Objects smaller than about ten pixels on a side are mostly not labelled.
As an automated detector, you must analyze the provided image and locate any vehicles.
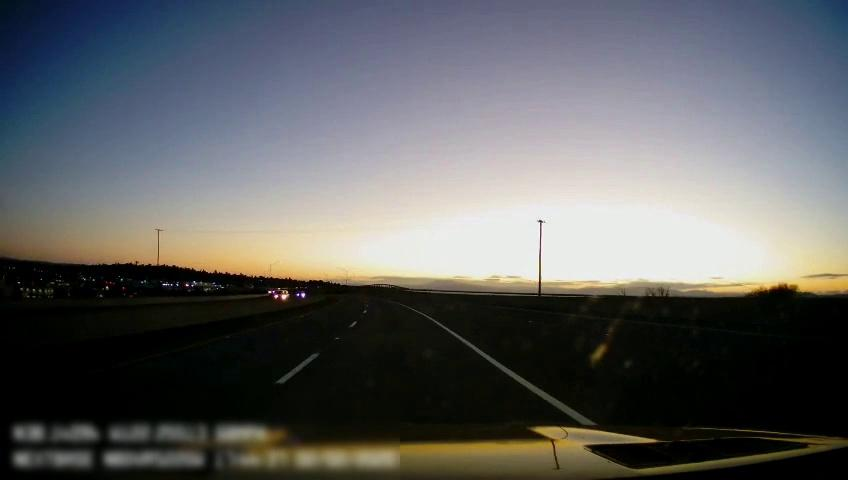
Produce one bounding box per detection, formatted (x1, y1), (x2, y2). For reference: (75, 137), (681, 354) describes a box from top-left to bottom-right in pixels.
(273, 289), (290, 300)
(296, 290), (307, 297)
